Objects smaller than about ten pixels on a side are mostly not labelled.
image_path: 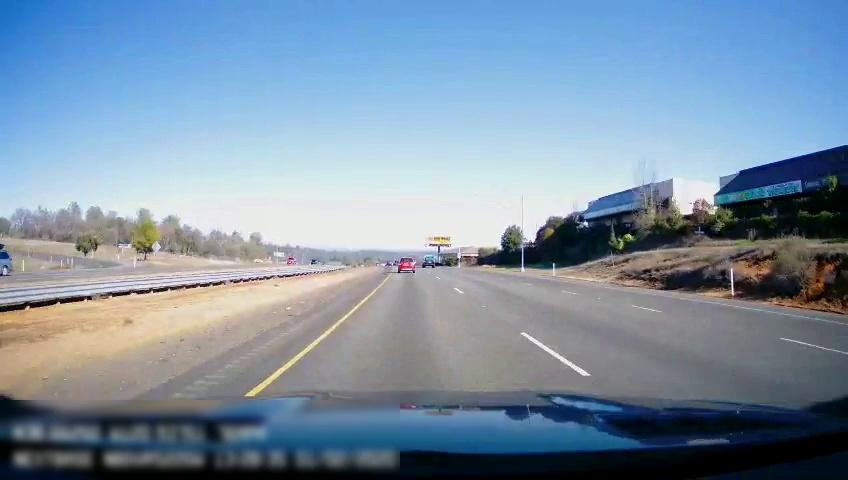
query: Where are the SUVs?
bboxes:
[397,257,417,274]
[421,255,436,269]
[0,251,13,276]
